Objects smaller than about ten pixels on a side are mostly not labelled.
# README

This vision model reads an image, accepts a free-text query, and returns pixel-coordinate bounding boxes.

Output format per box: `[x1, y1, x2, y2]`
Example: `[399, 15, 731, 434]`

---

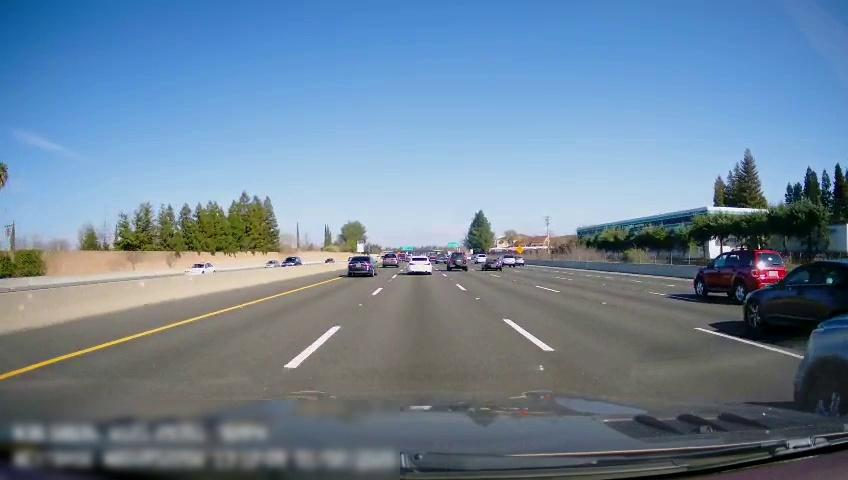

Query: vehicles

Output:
[792, 313, 848, 420]
[693, 248, 787, 304]
[742, 256, 848, 331]
[404, 255, 433, 276]
[434, 253, 448, 265]
[263, 259, 281, 269]
[382, 253, 399, 269]
[282, 256, 303, 268]
[445, 251, 468, 272]
[348, 255, 378, 278]
[511, 255, 525, 266]
[481, 258, 503, 272]
[191, 262, 217, 274]
[498, 254, 517, 268]
[324, 257, 336, 264]
[473, 253, 488, 265]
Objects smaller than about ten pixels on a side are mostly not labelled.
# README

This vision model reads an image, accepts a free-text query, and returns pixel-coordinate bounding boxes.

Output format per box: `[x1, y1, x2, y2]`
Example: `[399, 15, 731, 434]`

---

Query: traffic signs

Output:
[356, 239, 365, 253]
